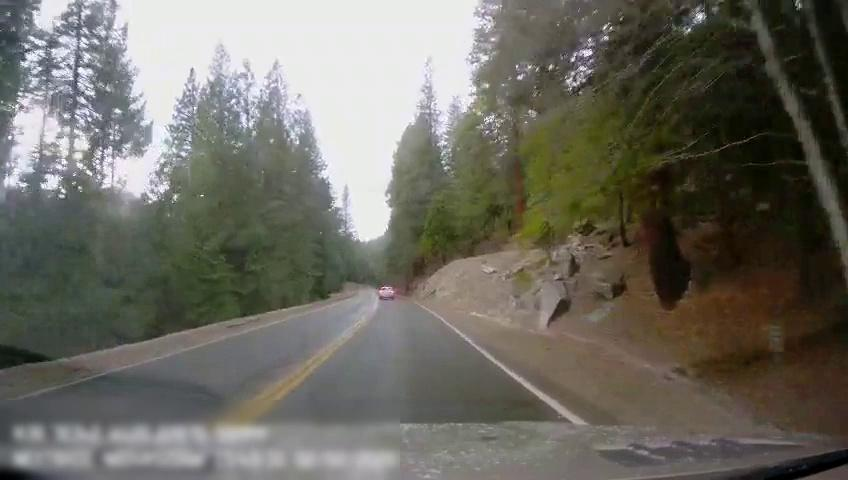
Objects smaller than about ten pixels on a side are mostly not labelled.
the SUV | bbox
[378,286,395,300]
